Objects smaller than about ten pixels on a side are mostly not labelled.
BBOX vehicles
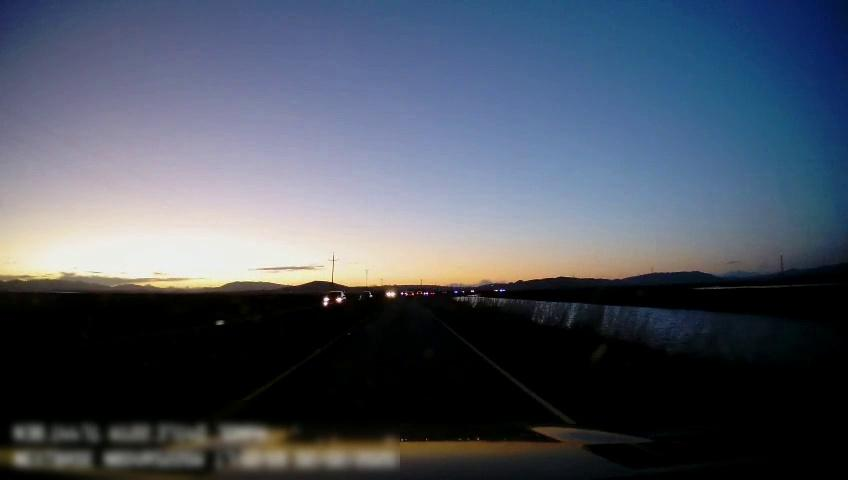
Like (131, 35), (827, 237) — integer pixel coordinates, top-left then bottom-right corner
(384, 289), (397, 299)
(322, 290), (347, 306)
(358, 291), (373, 301)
